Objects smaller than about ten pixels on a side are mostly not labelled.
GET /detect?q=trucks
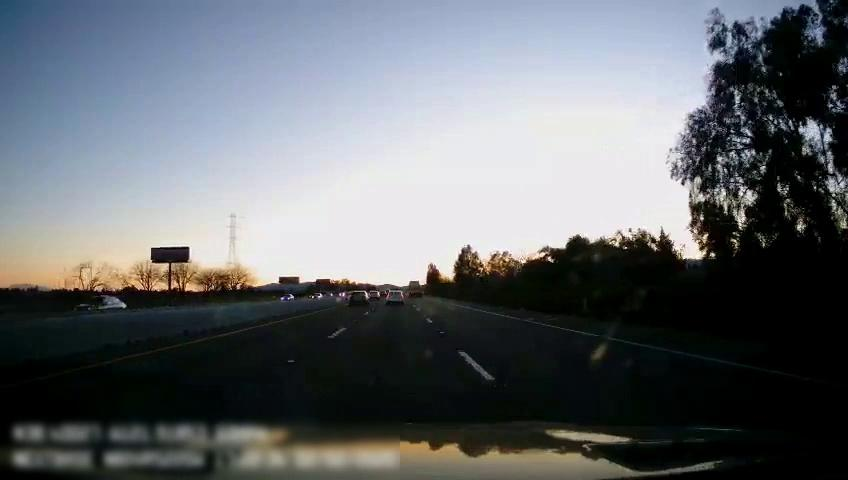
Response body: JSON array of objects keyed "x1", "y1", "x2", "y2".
[{"x1": 408, "y1": 281, "x2": 422, "y2": 297}]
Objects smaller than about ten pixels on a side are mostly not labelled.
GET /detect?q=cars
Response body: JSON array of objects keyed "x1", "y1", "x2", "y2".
[
  {"x1": 385, "y1": 289, "x2": 405, "y2": 306},
  {"x1": 369, "y1": 290, "x2": 381, "y2": 300},
  {"x1": 280, "y1": 293, "x2": 295, "y2": 302},
  {"x1": 347, "y1": 290, "x2": 372, "y2": 309}
]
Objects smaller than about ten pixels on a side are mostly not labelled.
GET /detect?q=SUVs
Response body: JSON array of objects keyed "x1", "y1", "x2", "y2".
[{"x1": 73, "y1": 295, "x2": 127, "y2": 312}]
